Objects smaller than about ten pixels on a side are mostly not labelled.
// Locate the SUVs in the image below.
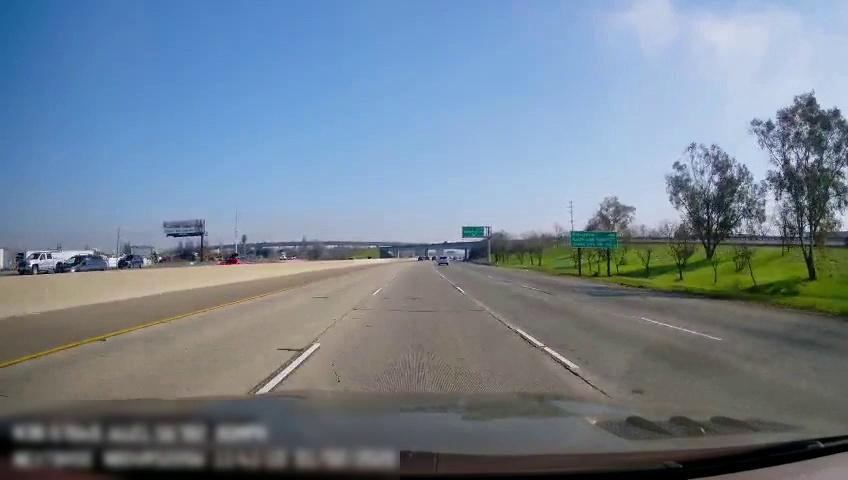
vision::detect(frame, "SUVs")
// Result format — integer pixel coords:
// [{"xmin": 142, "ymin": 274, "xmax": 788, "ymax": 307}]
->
[{"xmin": 117, "ymin": 254, "xmax": 145, "ymax": 270}]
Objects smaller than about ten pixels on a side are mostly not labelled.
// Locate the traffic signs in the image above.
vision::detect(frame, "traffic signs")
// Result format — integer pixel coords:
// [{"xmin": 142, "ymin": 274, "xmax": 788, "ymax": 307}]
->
[
  {"xmin": 569, "ymin": 229, "xmax": 619, "ymax": 249},
  {"xmin": 462, "ymin": 225, "xmax": 484, "ymax": 238}
]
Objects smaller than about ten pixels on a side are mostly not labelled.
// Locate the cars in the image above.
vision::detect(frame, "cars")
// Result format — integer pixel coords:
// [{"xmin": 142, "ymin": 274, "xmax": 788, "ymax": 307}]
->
[{"xmin": 55, "ymin": 255, "xmax": 109, "ymax": 274}]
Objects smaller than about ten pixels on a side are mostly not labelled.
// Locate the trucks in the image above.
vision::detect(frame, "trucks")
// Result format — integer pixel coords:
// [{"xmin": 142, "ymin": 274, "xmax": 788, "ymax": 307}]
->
[{"xmin": 16, "ymin": 252, "xmax": 63, "ymax": 275}]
